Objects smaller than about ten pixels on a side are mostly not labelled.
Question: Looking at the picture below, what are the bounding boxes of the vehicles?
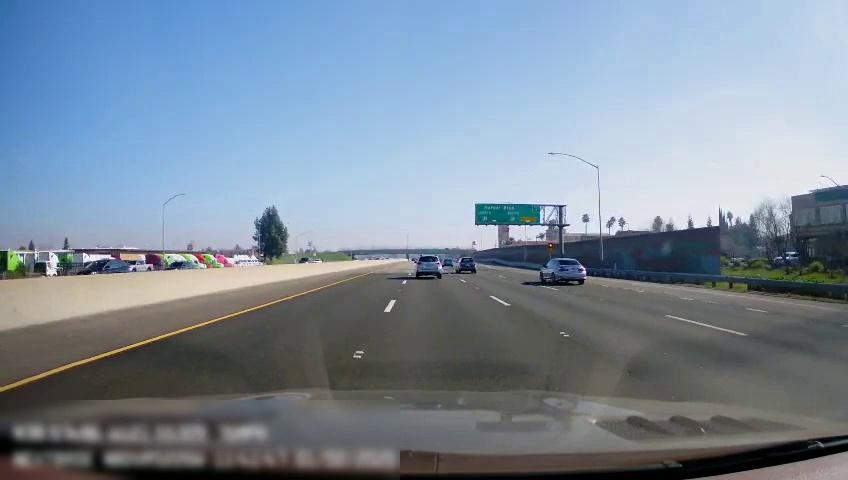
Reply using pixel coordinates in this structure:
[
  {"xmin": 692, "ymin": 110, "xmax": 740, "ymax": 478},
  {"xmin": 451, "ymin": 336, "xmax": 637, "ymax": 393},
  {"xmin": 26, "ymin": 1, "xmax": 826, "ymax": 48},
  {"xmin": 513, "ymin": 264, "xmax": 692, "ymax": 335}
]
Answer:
[
  {"xmin": 297, "ymin": 257, "xmax": 314, "ymax": 264},
  {"xmin": 128, "ymin": 260, "xmax": 154, "ymax": 273},
  {"xmin": 539, "ymin": 258, "xmax": 587, "ymax": 285},
  {"xmin": 455, "ymin": 257, "xmax": 477, "ymax": 274},
  {"xmin": 76, "ymin": 258, "xmax": 129, "ymax": 276},
  {"xmin": 313, "ymin": 258, "xmax": 323, "ymax": 264},
  {"xmin": 442, "ymin": 258, "xmax": 454, "ymax": 268},
  {"xmin": 415, "ymin": 256, "xmax": 442, "ymax": 279},
  {"xmin": 163, "ymin": 261, "xmax": 196, "ymax": 272}
]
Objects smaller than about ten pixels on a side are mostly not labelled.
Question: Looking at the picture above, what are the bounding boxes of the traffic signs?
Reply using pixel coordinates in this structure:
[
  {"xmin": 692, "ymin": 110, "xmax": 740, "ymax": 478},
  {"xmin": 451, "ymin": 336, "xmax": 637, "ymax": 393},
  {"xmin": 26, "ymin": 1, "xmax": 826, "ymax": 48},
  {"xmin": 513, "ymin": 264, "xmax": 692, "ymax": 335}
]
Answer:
[{"xmin": 474, "ymin": 202, "xmax": 541, "ymax": 226}]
